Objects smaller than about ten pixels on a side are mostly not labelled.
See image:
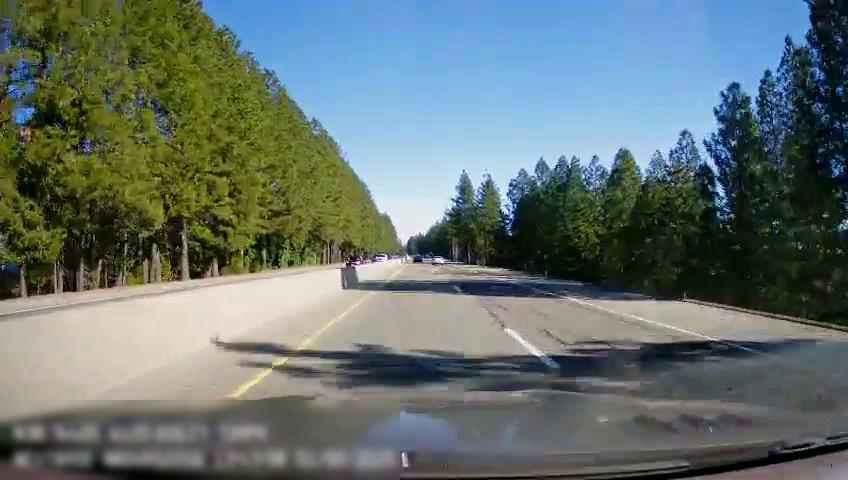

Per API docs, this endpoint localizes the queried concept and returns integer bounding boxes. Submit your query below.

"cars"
[413,254,424,264]
[431,255,445,266]
[345,255,369,268]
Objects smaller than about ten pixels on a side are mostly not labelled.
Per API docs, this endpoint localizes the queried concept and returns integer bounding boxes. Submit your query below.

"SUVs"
[375,253,389,263]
